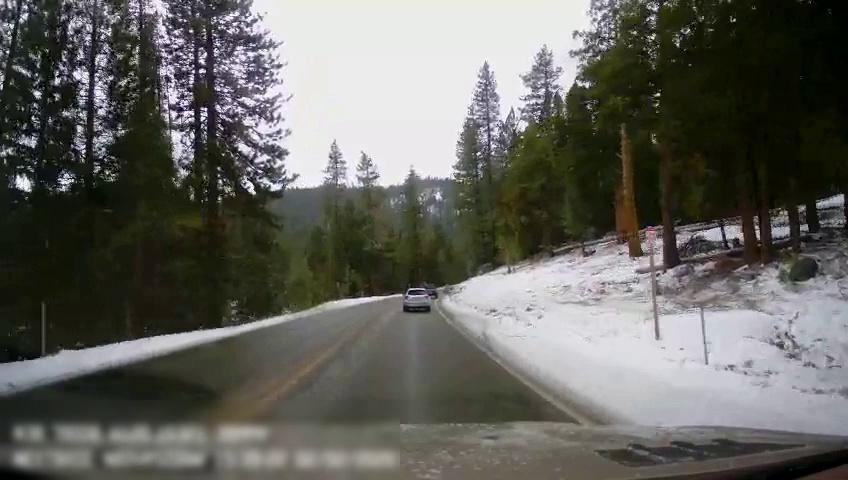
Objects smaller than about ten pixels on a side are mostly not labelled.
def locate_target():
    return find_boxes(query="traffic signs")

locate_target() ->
[646,227,656,242]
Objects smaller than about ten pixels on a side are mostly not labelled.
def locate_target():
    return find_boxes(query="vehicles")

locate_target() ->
[403,288,431,312]
[423,284,438,298]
